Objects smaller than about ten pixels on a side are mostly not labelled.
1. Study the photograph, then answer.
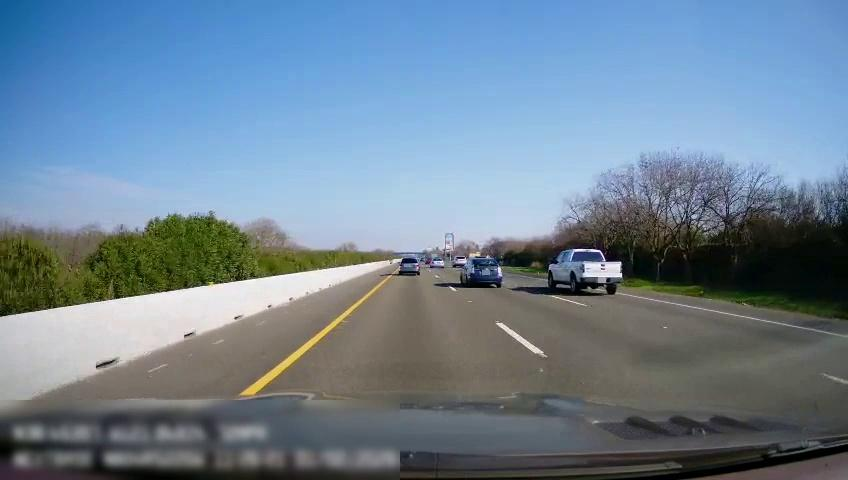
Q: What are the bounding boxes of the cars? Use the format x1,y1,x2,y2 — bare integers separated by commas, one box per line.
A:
452,255,467,269
430,257,445,269
459,256,502,288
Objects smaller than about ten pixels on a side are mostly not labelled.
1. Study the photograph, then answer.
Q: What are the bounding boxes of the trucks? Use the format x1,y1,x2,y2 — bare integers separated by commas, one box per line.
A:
546,249,622,296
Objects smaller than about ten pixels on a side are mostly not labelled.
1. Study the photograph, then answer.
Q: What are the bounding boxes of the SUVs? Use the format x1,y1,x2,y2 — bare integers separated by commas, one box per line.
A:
398,256,421,276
